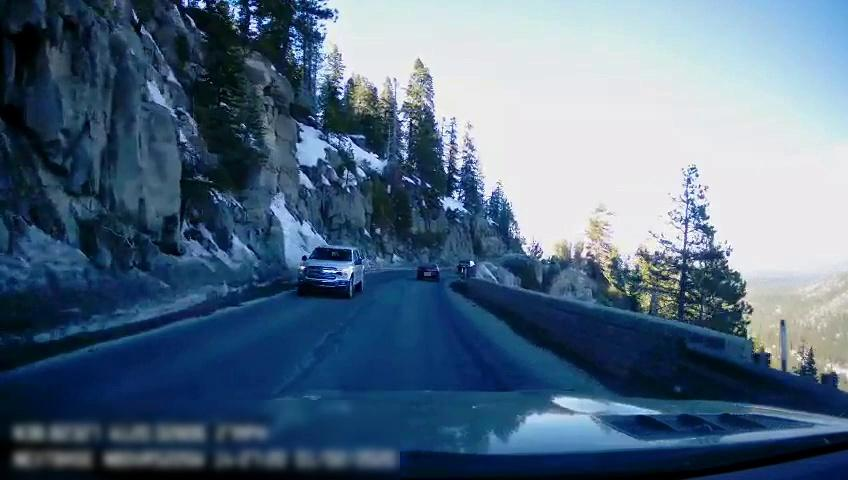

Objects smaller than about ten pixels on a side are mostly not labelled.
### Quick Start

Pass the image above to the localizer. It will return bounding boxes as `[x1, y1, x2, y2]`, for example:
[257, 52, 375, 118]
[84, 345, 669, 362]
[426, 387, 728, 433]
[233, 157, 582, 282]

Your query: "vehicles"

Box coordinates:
[416, 260, 442, 281]
[296, 245, 366, 299]
[458, 258, 477, 273]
